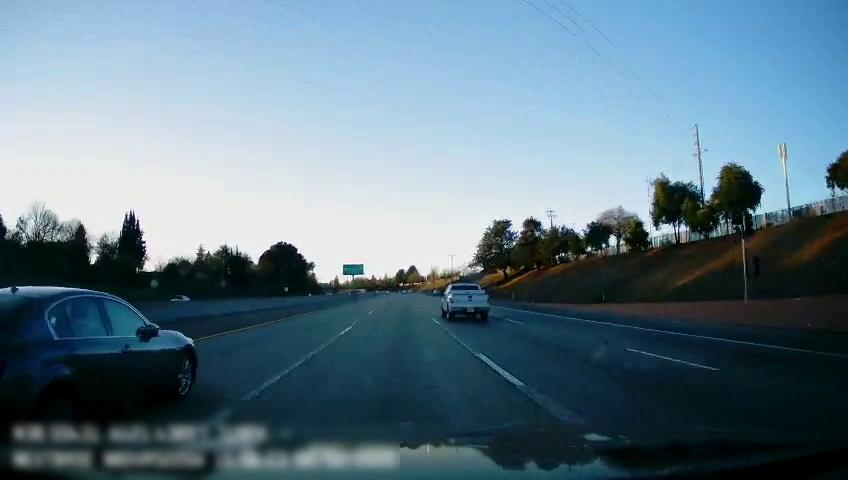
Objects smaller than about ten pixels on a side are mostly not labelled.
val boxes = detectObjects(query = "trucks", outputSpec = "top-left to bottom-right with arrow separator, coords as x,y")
438,283 -> 490,322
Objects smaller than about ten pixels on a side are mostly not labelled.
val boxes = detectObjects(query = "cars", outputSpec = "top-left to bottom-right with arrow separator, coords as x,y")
0,285 -> 200,442
170,294 -> 190,302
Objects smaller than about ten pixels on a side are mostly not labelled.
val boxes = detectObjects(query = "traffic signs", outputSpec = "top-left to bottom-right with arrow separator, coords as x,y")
341,263 -> 366,275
